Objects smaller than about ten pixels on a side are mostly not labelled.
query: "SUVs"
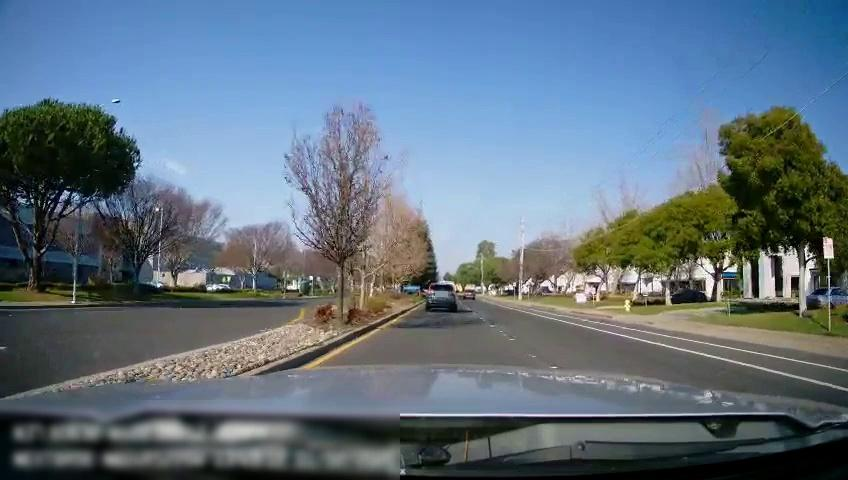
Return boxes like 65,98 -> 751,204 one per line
425,282 -> 459,312
464,288 -> 476,300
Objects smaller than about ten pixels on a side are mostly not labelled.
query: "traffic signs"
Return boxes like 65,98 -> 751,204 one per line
824,239 -> 834,258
